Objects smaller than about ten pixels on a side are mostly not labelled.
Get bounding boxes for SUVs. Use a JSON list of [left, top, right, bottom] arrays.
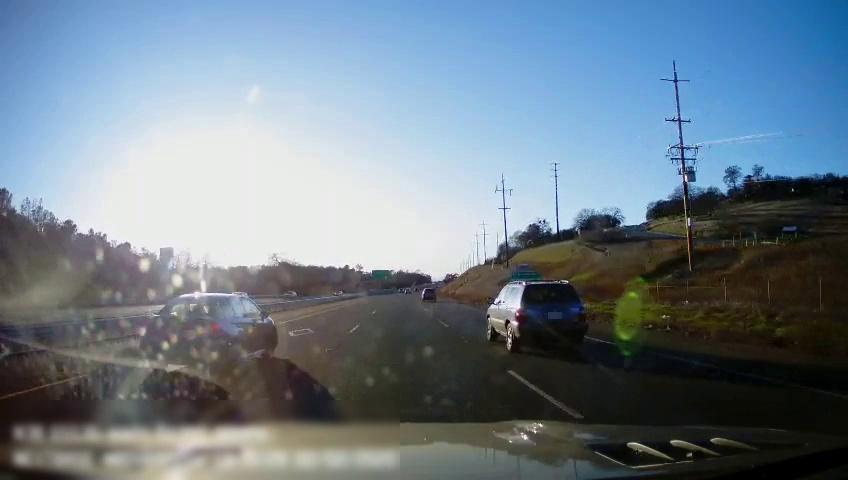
[[283, 290, 298, 297]]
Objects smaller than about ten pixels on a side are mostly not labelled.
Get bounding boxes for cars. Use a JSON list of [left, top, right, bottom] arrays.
[[421, 288, 437, 303], [486, 281, 587, 351], [139, 292, 278, 382]]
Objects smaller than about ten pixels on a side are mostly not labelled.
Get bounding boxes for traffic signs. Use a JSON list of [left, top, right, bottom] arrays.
[[510, 270, 543, 281]]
